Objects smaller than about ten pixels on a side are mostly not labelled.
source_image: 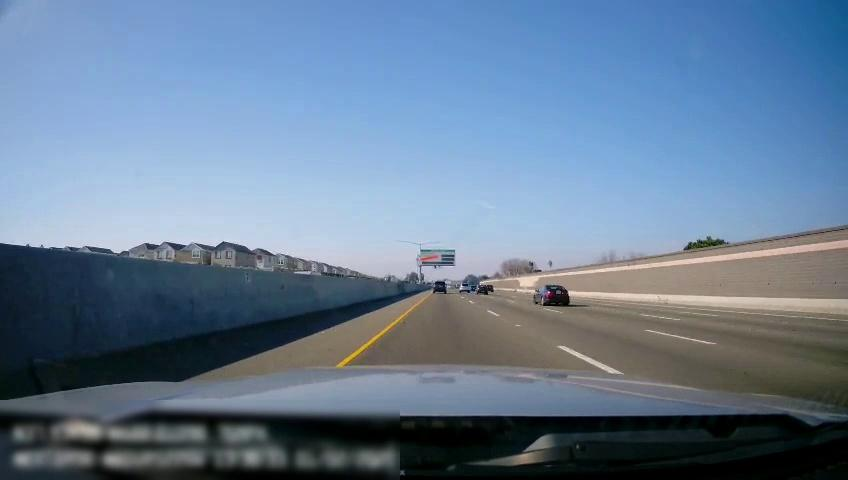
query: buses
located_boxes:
[458,281,471,293]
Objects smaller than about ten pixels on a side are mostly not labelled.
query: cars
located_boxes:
[532,285,569,306]
[475,284,489,295]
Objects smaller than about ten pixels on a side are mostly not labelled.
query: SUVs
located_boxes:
[433,280,447,294]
